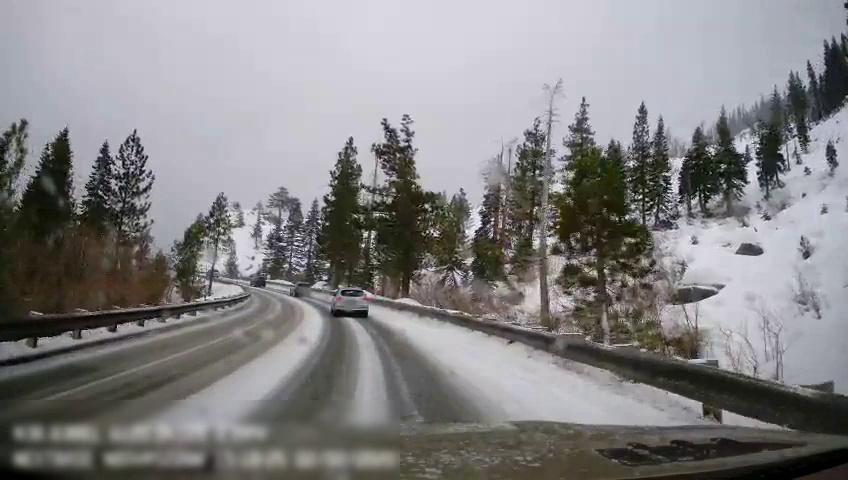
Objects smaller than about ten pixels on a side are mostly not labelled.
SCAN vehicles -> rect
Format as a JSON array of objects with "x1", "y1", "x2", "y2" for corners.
[
  {"x1": 250, "y1": 275, "x2": 266, "y2": 288},
  {"x1": 290, "y1": 282, "x2": 311, "y2": 298},
  {"x1": 330, "y1": 287, "x2": 369, "y2": 318}
]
